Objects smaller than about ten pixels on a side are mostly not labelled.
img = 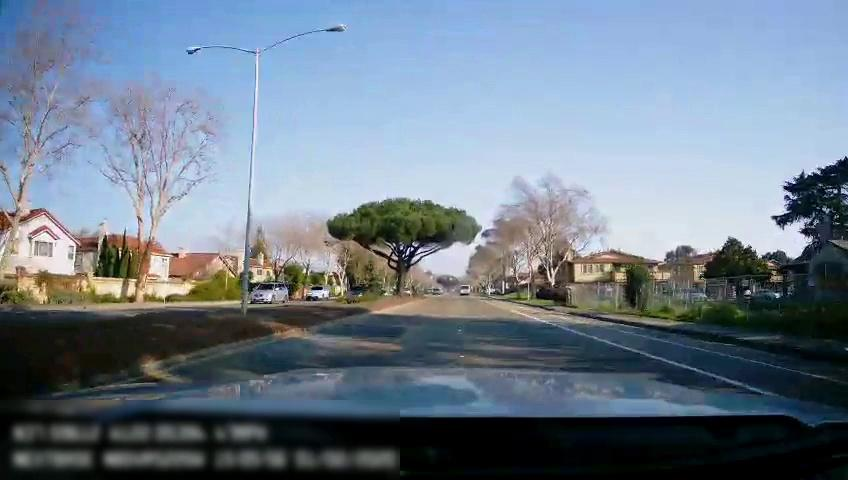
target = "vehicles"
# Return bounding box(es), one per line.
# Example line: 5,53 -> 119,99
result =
250,282 -> 289,304
459,284 -> 471,296
350,287 -> 369,298
306,285 -> 329,301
